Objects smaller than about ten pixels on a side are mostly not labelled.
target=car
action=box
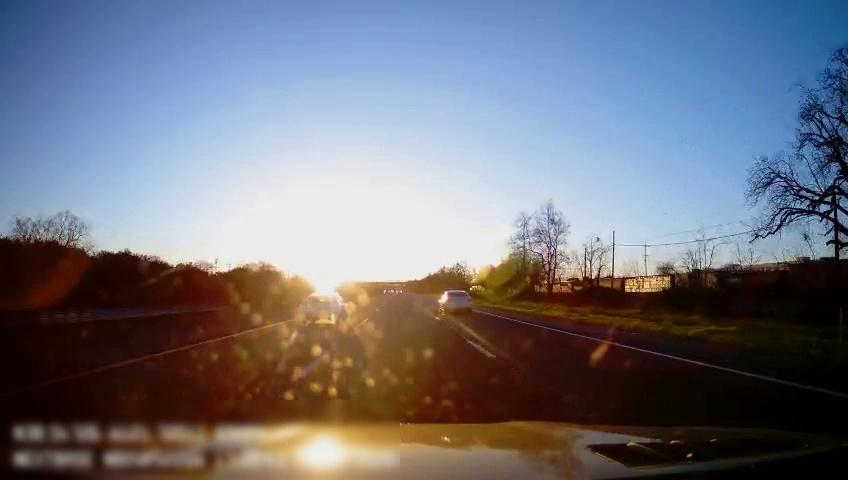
[439,290,471,315]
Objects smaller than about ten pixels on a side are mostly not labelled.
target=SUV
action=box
[304,292,348,330]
